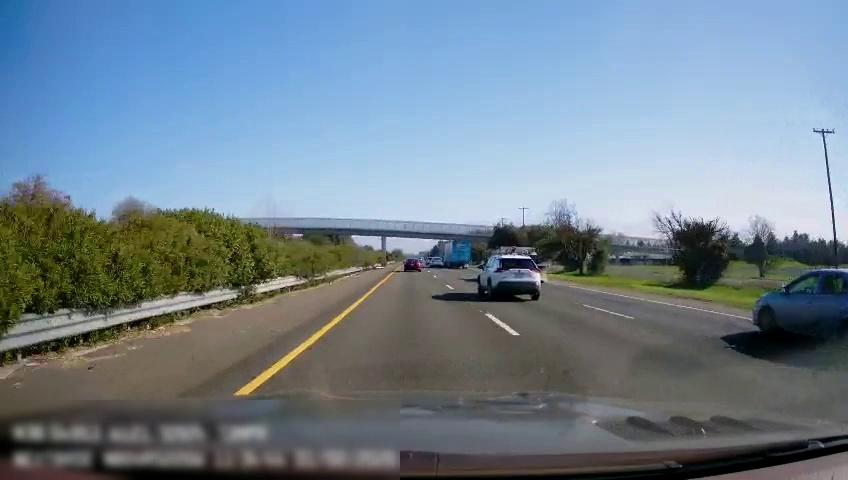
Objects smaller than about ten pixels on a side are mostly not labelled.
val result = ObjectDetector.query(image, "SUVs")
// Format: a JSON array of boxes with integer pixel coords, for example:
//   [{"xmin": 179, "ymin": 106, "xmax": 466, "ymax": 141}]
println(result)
[
  {"xmin": 476, "ymin": 254, "xmax": 542, "ymax": 302},
  {"xmin": 428, "ymin": 257, "xmax": 443, "ymax": 268}
]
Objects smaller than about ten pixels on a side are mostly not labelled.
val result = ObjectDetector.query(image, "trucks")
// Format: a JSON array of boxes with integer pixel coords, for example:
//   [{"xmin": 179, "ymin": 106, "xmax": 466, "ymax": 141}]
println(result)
[
  {"xmin": 444, "ymin": 240, "xmax": 472, "ymax": 269},
  {"xmin": 497, "ymin": 246, "xmax": 546, "ymax": 282}
]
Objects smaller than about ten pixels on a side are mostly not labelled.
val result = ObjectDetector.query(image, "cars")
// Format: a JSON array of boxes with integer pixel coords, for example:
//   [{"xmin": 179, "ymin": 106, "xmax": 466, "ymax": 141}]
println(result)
[
  {"xmin": 402, "ymin": 256, "xmax": 422, "ymax": 273},
  {"xmin": 751, "ymin": 268, "xmax": 848, "ymax": 344}
]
